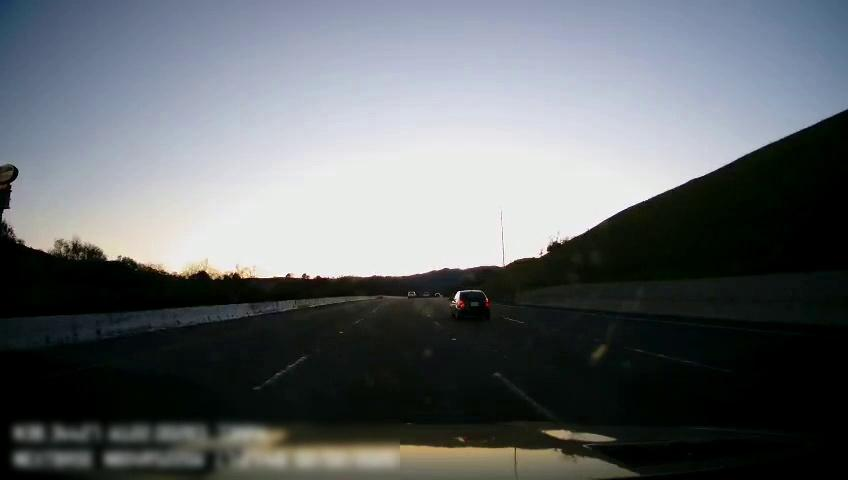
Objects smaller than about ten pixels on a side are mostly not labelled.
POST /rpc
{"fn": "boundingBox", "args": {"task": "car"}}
[450,290,490,320]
